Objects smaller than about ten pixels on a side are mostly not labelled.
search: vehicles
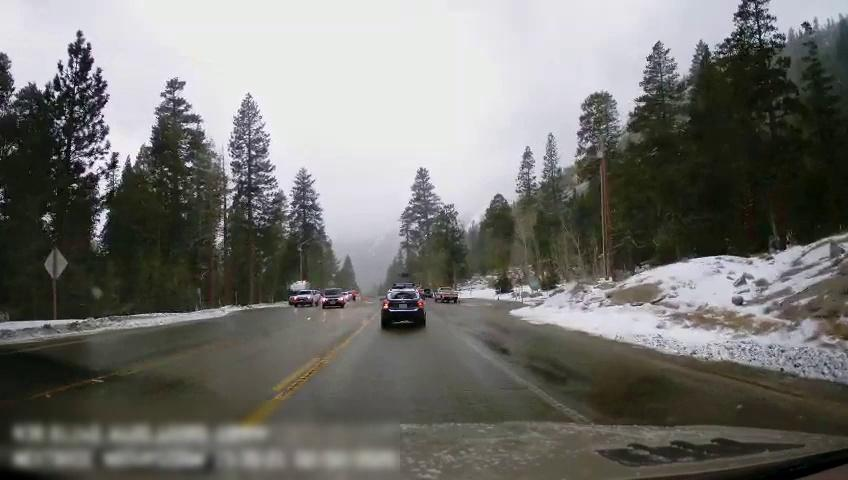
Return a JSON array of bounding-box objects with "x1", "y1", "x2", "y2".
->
[
  {"x1": 320, "y1": 287, "x2": 345, "y2": 309},
  {"x1": 339, "y1": 291, "x2": 351, "y2": 303},
  {"x1": 379, "y1": 282, "x2": 426, "y2": 330},
  {"x1": 434, "y1": 286, "x2": 459, "y2": 304},
  {"x1": 293, "y1": 289, "x2": 324, "y2": 308},
  {"x1": 287, "y1": 281, "x2": 311, "y2": 306},
  {"x1": 418, "y1": 288, "x2": 432, "y2": 298}
]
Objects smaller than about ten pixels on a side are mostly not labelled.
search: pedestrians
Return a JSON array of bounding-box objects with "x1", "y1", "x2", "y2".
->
[
  {"x1": 416, "y1": 286, "x2": 423, "y2": 301},
  {"x1": 351, "y1": 289, "x2": 356, "y2": 302}
]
